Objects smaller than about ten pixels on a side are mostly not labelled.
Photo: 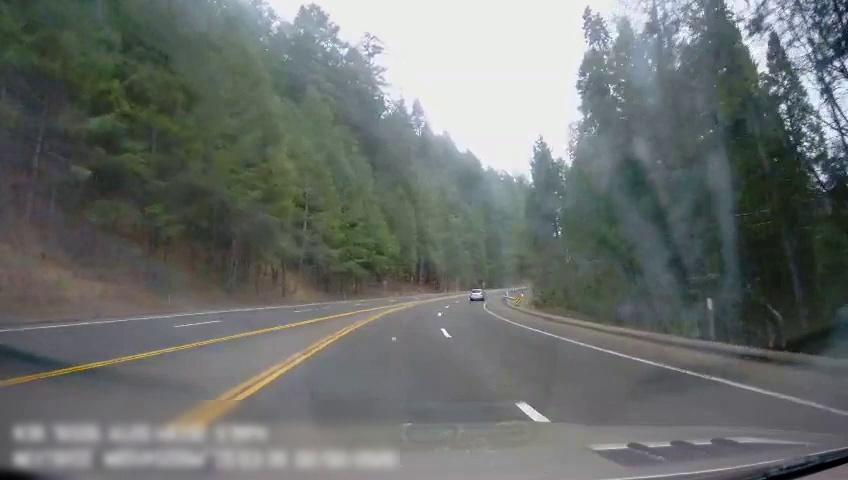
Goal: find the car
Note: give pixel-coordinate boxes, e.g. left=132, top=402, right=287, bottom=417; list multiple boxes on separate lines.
left=469, top=288, right=485, bottom=302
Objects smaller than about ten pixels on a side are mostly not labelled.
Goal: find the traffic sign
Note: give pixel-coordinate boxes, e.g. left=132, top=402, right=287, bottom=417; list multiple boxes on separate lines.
left=514, top=294, right=521, bottom=305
